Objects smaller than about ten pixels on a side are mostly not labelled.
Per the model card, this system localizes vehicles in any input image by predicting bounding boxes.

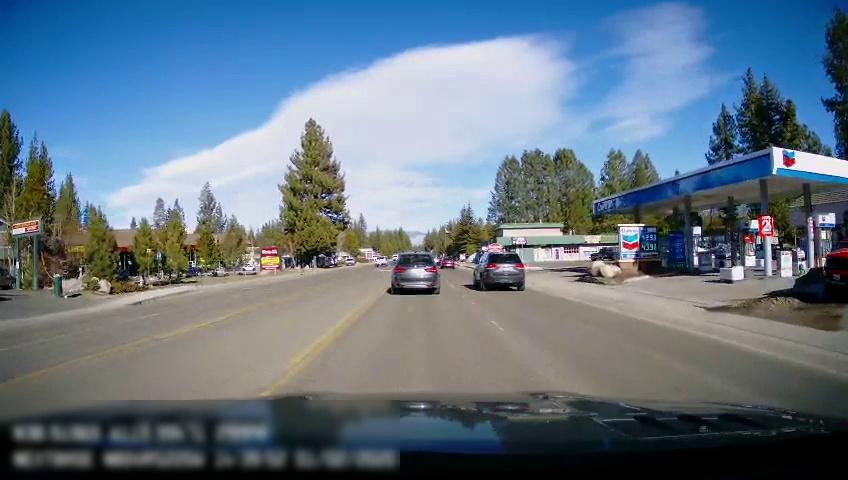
[391,254,440,295]
[440,257,455,270]
[375,256,388,268]
[470,251,527,292]
[591,248,621,262]
[821,249,848,281]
